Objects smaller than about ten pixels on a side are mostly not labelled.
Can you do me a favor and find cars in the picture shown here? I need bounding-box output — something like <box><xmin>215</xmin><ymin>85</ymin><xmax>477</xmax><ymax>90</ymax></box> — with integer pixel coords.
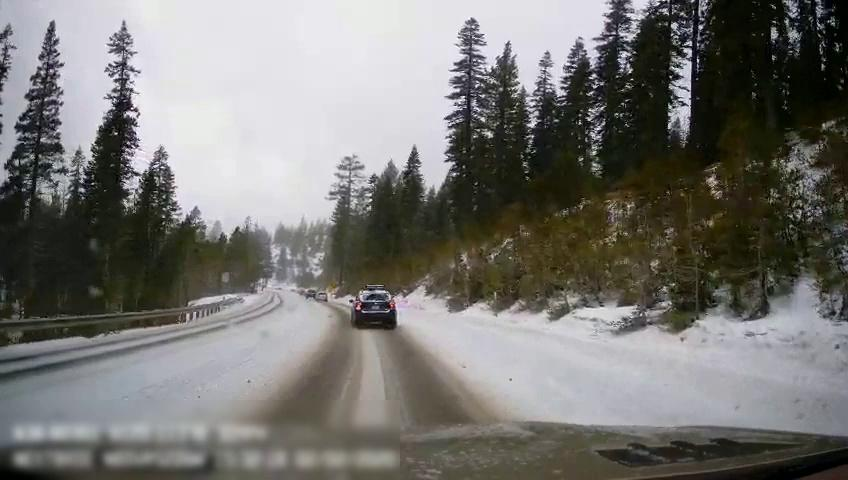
<box><xmin>349</xmin><ymin>284</ymin><xmax>398</xmax><ymax>330</ymax></box>
<box><xmin>314</xmin><ymin>290</ymin><xmax>329</xmax><ymax>302</ymax></box>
